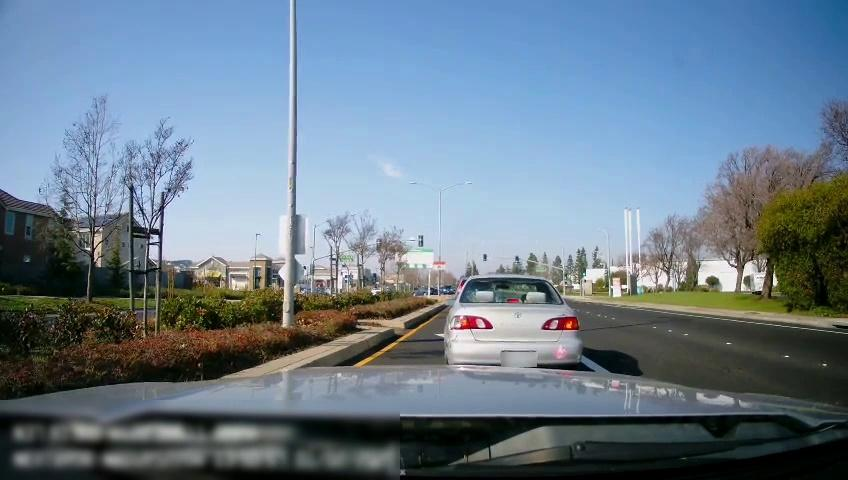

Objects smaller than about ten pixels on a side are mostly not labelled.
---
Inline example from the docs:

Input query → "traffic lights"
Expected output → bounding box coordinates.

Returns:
[376,238,382,250]
[418,234,424,247]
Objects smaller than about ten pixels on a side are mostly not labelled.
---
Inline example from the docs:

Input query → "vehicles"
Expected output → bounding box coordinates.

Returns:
[445,275,583,366]
[460,279,468,289]
[411,287,433,297]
